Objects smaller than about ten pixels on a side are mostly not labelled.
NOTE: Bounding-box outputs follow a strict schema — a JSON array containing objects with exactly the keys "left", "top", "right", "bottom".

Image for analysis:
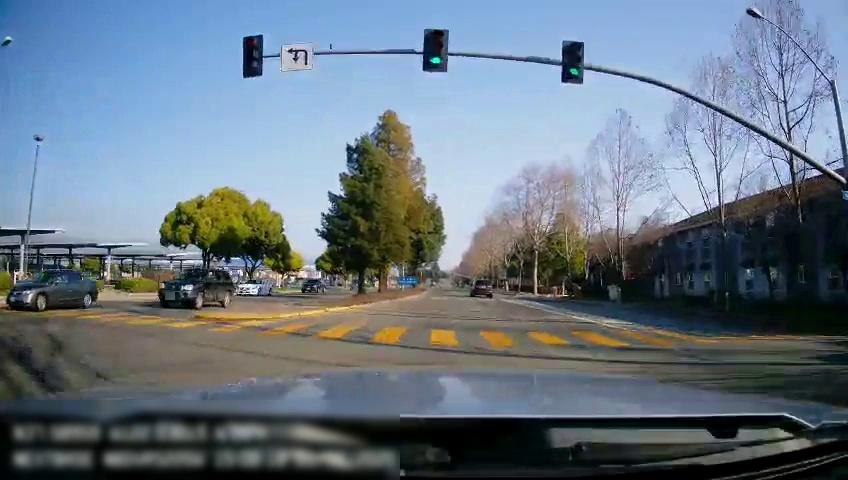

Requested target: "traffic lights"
[
  {"left": 560, "top": 38, "right": 585, "bottom": 86},
  {"left": 420, "top": 27, "right": 451, "bottom": 74},
  {"left": 240, "top": 32, "right": 265, "bottom": 81}
]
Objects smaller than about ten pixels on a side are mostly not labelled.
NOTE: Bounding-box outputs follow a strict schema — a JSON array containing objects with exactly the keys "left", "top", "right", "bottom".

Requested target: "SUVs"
[
  {"left": 158, "top": 266, "right": 236, "bottom": 310},
  {"left": 302, "top": 278, "right": 329, "bottom": 295},
  {"left": 467, "top": 277, "right": 494, "bottom": 298}
]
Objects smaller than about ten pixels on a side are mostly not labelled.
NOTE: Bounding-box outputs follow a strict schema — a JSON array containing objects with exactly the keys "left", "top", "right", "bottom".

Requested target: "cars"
[
  {"left": 236, "top": 278, "right": 273, "bottom": 297},
  {"left": 6, "top": 268, "right": 98, "bottom": 314}
]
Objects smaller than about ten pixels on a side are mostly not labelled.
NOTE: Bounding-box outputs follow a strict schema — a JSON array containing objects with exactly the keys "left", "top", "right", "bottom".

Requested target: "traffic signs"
[
  {"left": 281, "top": 45, "right": 312, "bottom": 73},
  {"left": 400, "top": 275, "right": 416, "bottom": 286}
]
